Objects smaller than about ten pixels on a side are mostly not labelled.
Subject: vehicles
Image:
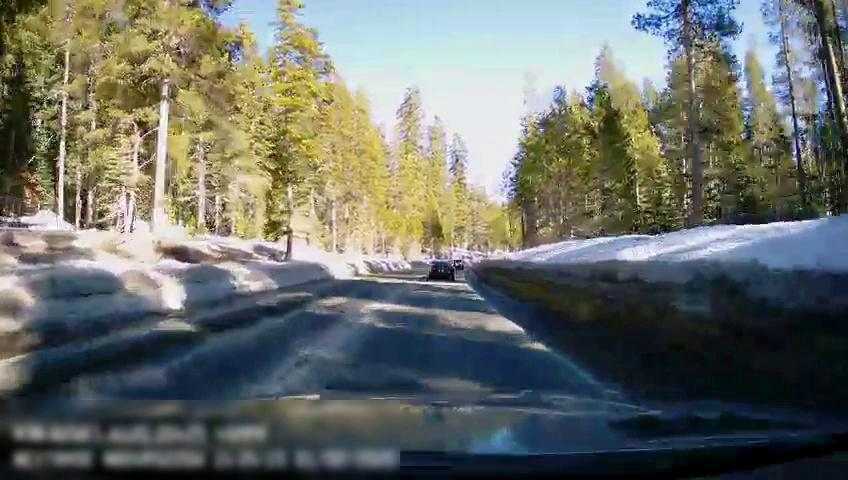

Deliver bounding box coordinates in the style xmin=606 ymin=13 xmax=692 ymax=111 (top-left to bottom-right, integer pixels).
xmin=452 ymin=259 xmax=464 ymax=271
xmin=426 ymin=259 xmax=455 ymax=280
